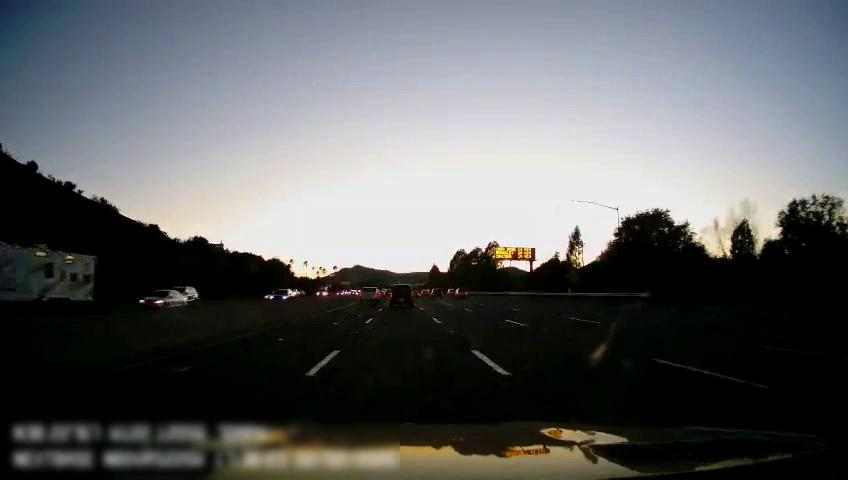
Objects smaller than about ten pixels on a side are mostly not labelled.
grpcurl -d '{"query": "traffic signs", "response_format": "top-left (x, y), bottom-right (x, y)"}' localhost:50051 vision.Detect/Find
top-left (492, 246), bottom-right (534, 261)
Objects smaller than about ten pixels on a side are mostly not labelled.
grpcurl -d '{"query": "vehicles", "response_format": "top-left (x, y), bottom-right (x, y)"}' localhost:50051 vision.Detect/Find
top-left (430, 287), bottom-right (443, 298)
top-left (263, 290), bottom-right (275, 300)
top-left (388, 282), bottom-right (414, 306)
top-left (359, 286), bottom-right (379, 304)
top-left (0, 244), bottom-right (94, 310)
top-left (454, 287), bottom-right (469, 299)
top-left (271, 288), bottom-right (293, 302)
top-left (175, 286), bottom-right (200, 306)
top-left (139, 289), bottom-right (188, 309)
